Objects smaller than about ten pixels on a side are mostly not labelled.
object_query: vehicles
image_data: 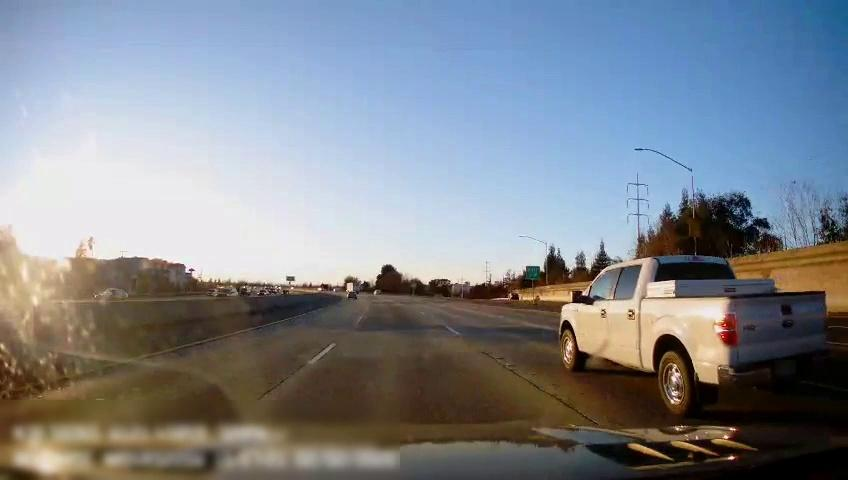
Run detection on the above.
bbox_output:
[347,290,358,300]
[347,282,360,291]
[94,287,128,301]
[215,286,238,298]
[557,254,828,421]
[508,292,520,301]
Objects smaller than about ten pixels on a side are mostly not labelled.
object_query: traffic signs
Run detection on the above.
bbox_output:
[525,265,541,280]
